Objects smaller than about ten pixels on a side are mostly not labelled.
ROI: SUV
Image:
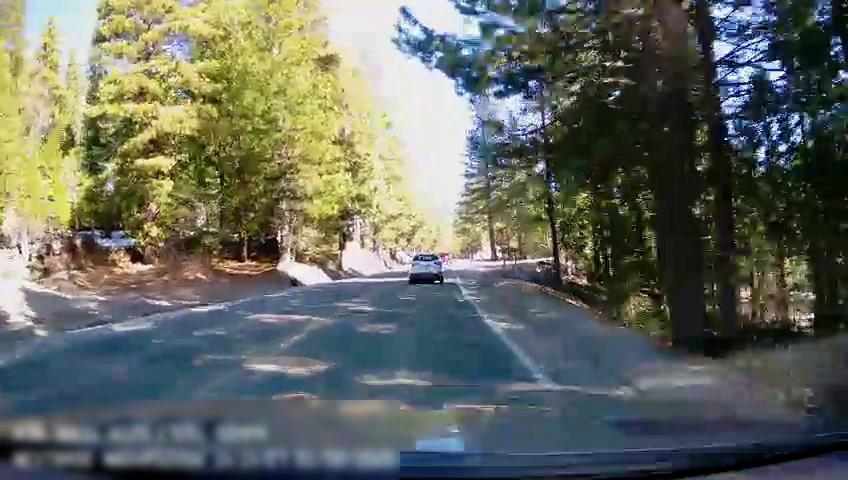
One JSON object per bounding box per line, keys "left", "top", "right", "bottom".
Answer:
{"left": 407, "top": 253, "right": 445, "bottom": 285}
